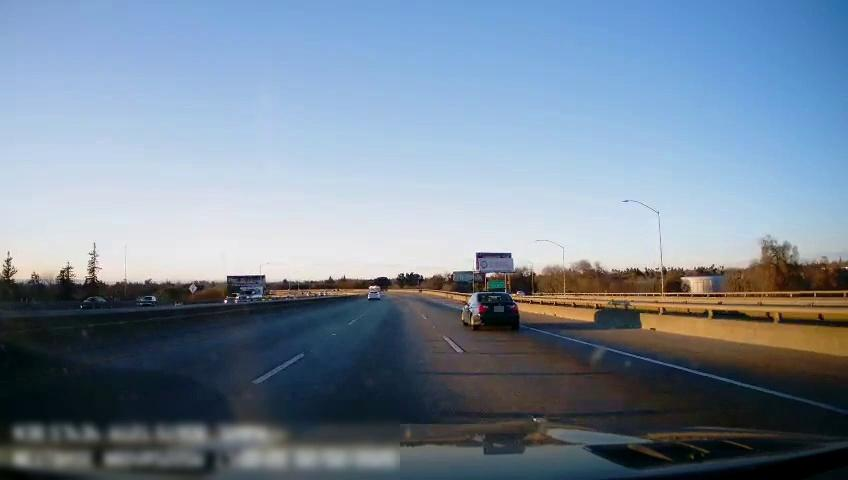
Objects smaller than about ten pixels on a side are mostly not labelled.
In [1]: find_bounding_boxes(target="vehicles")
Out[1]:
[367,290,381,301]
[235,288,263,304]
[369,285,380,292]
[459,291,520,332]
[140,296,159,307]
[224,293,238,304]
[81,295,112,310]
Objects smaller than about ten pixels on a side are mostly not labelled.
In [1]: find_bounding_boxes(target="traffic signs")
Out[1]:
[488,279,506,289]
